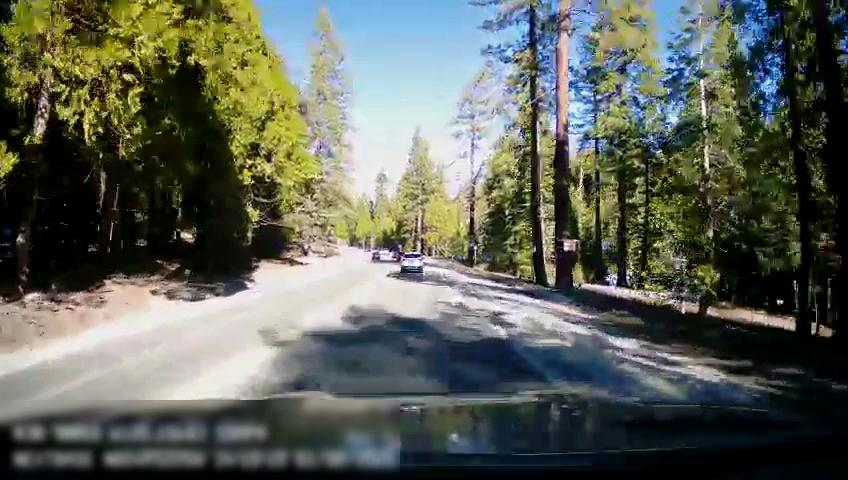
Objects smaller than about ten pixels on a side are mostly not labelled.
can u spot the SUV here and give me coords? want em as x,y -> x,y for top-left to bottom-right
400,251 -> 424,273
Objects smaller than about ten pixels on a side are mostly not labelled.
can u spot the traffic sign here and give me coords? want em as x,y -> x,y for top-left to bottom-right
563,239 -> 577,252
